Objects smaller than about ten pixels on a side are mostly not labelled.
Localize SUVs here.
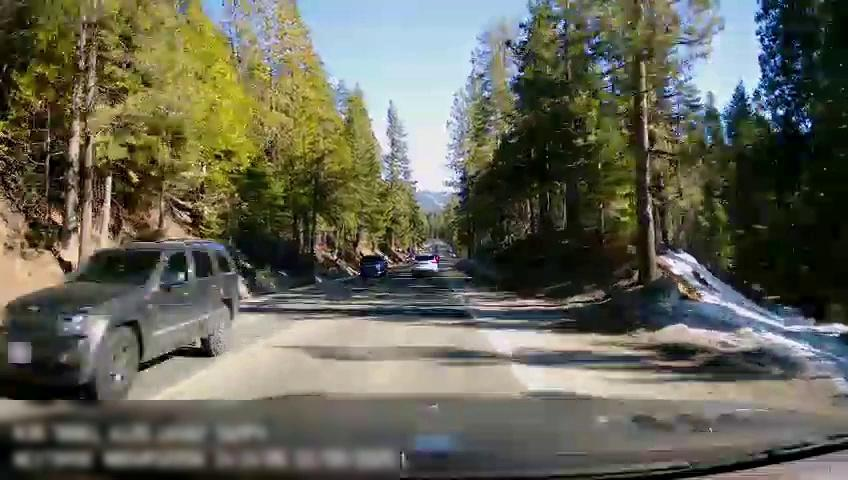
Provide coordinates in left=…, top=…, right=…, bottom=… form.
left=0, top=239, right=240, bottom=407
left=412, top=253, right=439, bottom=276
left=360, top=254, right=389, bottom=281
